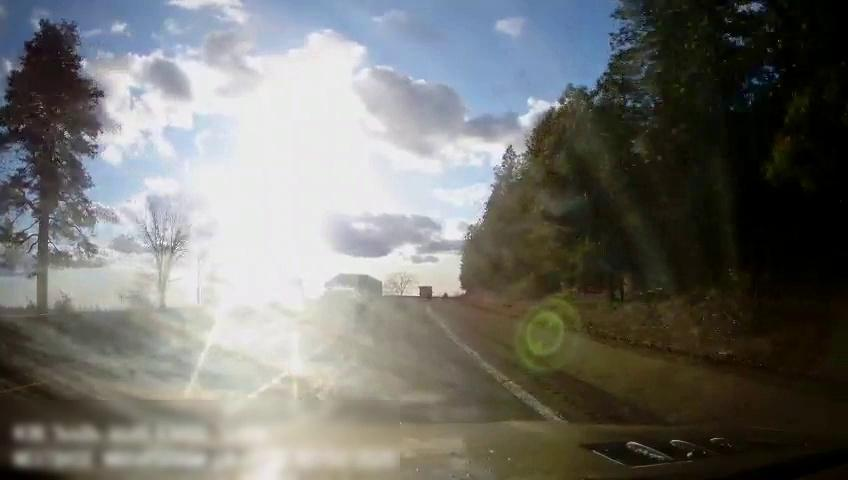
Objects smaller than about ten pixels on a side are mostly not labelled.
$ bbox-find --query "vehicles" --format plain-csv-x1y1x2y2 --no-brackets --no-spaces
323,289,359,315
418,285,433,300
